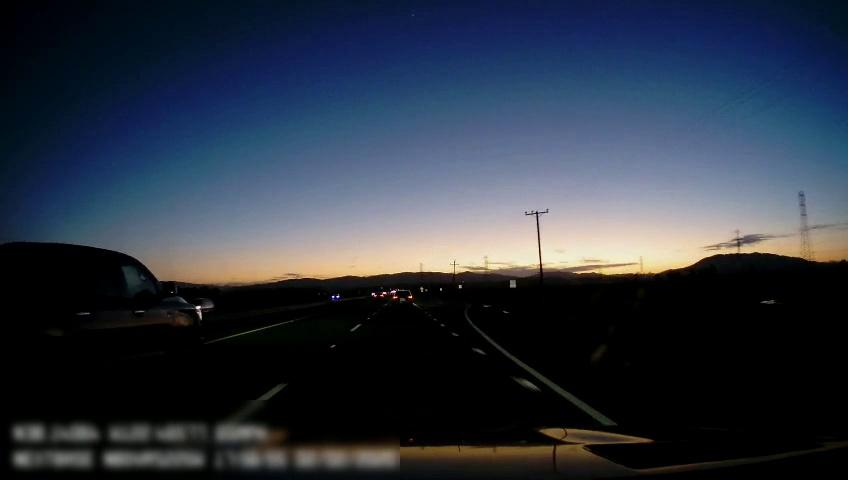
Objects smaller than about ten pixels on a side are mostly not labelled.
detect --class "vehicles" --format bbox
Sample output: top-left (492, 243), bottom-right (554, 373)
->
top-left (0, 240), bottom-right (203, 394)
top-left (330, 293), bottom-right (342, 300)
top-left (188, 297), bottom-right (215, 313)
top-left (392, 289), bottom-right (413, 307)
